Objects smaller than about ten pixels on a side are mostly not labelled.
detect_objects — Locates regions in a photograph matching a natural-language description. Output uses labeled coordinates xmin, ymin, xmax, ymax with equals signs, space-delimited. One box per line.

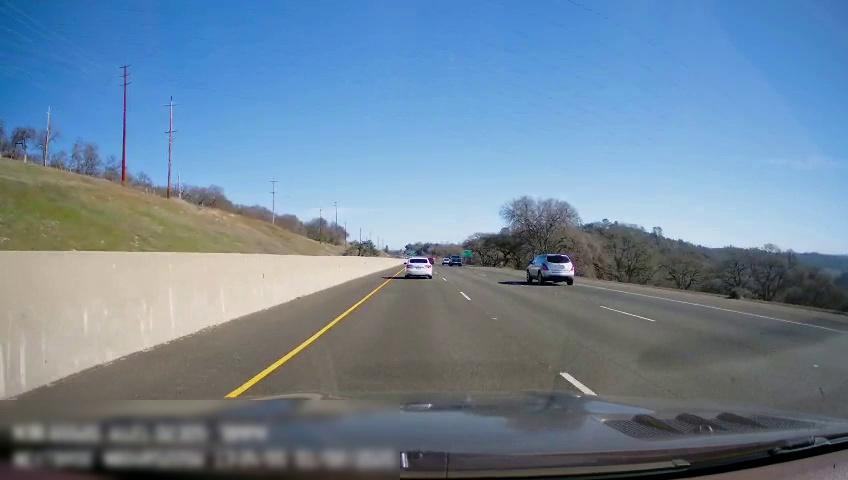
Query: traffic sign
xmin=462 ymin=250 xmax=474 ymax=257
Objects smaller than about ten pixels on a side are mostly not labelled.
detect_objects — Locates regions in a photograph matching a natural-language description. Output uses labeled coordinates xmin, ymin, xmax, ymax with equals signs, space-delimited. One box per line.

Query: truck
xmin=450 ymin=256 xmax=463 ymax=266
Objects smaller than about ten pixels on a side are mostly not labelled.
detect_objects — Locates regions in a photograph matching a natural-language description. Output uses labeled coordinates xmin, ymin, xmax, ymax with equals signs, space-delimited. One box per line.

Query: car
xmin=403 ymin=257 xmax=432 ymax=279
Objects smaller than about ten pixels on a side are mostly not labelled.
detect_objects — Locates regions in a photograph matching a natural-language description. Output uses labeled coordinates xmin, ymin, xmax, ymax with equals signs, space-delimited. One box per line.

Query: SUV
xmin=525 ymin=254 xmax=575 ymax=285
